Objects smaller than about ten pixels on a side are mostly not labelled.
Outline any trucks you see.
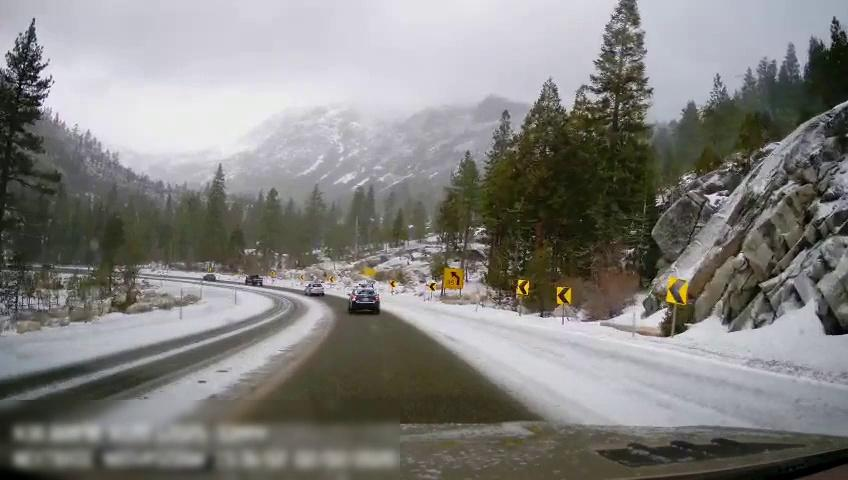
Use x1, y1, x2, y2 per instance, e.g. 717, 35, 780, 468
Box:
245, 273, 263, 286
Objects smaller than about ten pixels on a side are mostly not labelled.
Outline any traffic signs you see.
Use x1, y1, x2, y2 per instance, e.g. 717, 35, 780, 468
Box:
517, 280, 531, 295
442, 267, 465, 290
556, 287, 573, 304
667, 277, 687, 304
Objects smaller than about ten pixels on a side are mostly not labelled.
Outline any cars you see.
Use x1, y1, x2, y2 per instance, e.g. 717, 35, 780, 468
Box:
346, 284, 381, 314
304, 283, 325, 297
